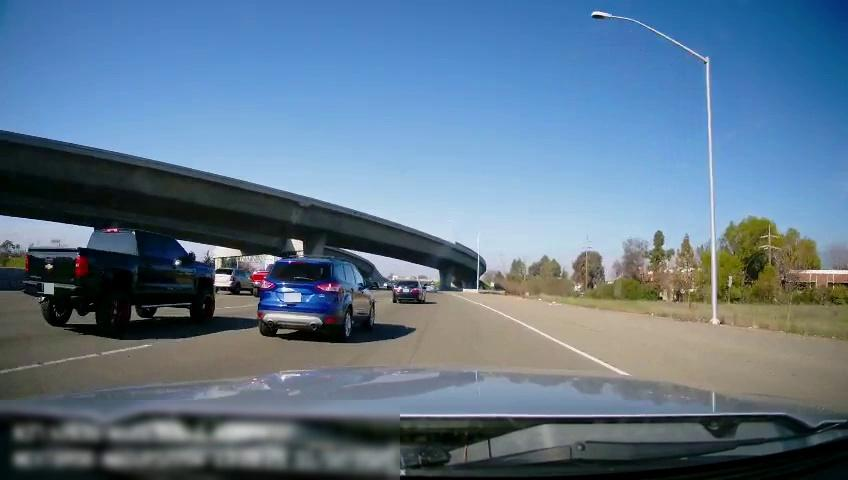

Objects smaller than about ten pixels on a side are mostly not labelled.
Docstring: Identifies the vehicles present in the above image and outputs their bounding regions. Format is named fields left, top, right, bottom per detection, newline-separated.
left=214, top=267, right=256, bottom=296
left=391, top=277, right=427, bottom=305
left=22, top=228, right=217, bottom=338
left=255, top=258, right=376, bottom=343
left=250, top=263, right=273, bottom=296
left=424, top=282, right=435, bottom=293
